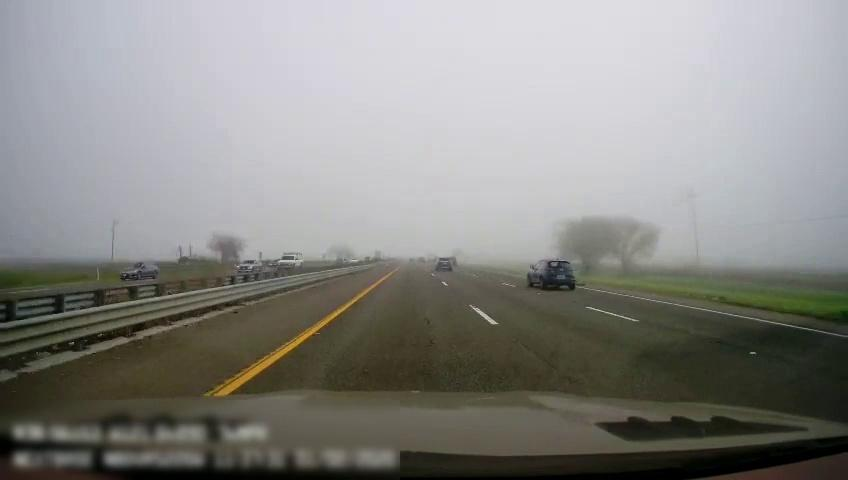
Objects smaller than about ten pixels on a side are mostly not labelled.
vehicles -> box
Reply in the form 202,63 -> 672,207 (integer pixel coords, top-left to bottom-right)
526,258 -> 577,291
426,253 -> 438,262
434,257 -> 453,272
236,259 -> 264,274
447,256 -> 458,267
276,252 -> 304,270
119,263 -> 160,281
269,259 -> 282,267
